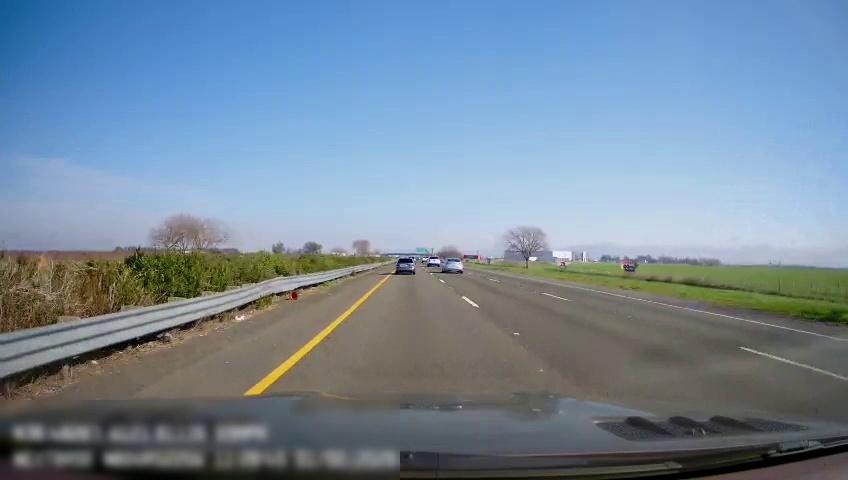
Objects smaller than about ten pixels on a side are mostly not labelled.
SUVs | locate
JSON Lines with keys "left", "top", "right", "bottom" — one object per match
{"left": 395, "top": 257, "right": 415, "bottom": 275}
{"left": 426, "top": 255, "right": 442, "bottom": 267}
{"left": 440, "top": 257, "right": 465, "bottom": 274}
